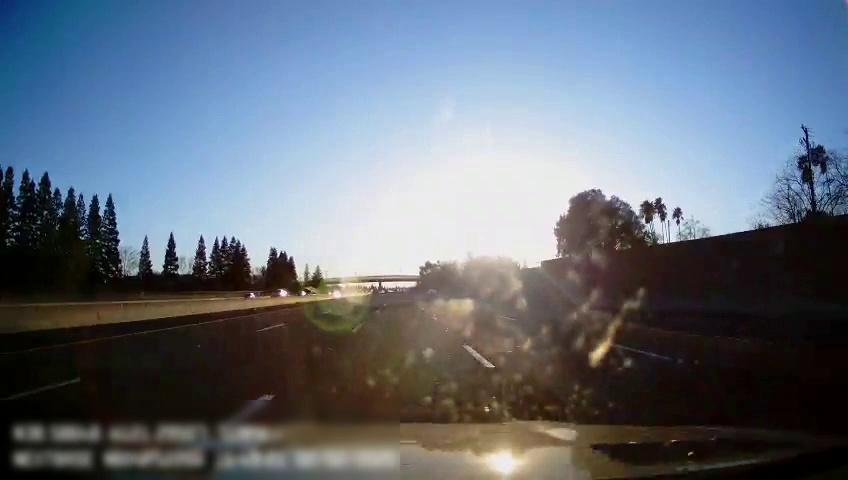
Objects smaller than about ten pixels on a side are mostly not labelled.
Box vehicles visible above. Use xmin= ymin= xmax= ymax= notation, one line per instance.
xmin=273 ymin=288 xmax=288 ymax=297
xmin=244 ymin=291 xmax=257 ymax=300
xmin=426 ymin=289 xmax=438 ymax=298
